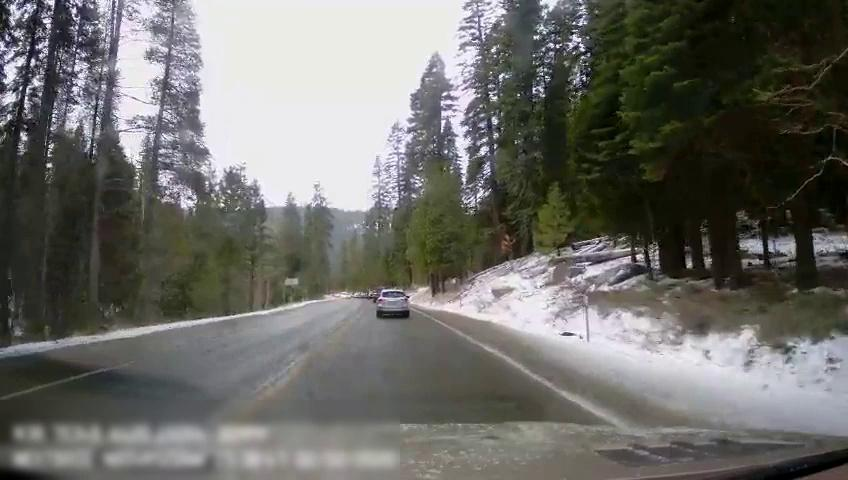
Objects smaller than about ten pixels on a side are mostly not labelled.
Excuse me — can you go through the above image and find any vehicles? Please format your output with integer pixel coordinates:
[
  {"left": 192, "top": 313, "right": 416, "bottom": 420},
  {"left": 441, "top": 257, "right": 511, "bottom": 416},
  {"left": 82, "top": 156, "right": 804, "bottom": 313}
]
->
[
  {"left": 376, "top": 289, "right": 410, "bottom": 317},
  {"left": 373, "top": 287, "right": 389, "bottom": 302}
]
